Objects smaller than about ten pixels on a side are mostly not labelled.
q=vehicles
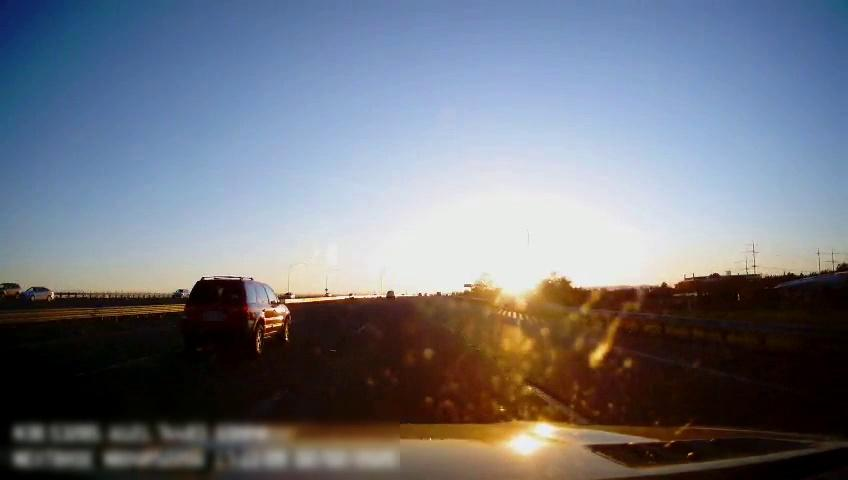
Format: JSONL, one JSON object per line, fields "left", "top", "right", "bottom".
{"left": 283, "top": 292, "right": 296, "bottom": 300}
{"left": 0, "top": 282, "right": 22, "bottom": 300}
{"left": 181, "top": 276, "right": 292, "bottom": 357}
{"left": 386, "top": 290, "right": 398, "bottom": 299}
{"left": 172, "top": 289, "right": 189, "bottom": 298}
{"left": 19, "top": 286, "right": 54, "bottom": 302}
